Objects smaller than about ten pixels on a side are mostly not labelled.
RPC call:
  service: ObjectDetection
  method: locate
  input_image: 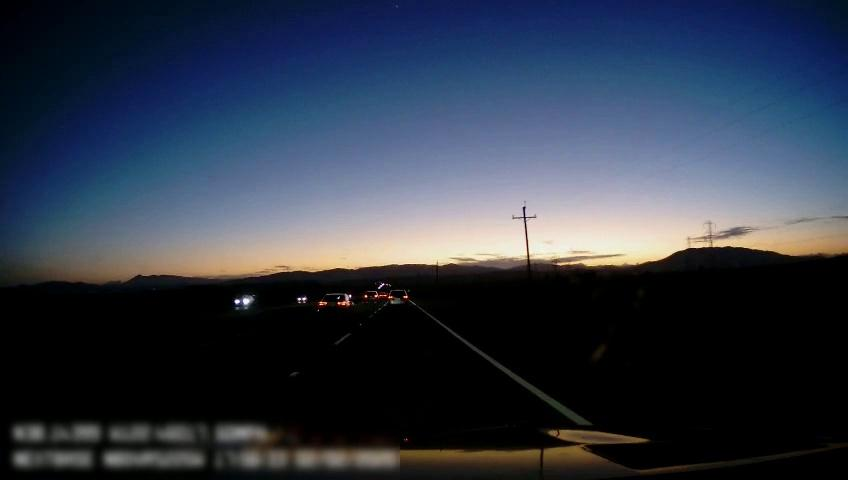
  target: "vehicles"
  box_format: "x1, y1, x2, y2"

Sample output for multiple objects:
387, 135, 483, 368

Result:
362, 290, 380, 303
233, 293, 255, 308
296, 295, 308, 303
316, 293, 354, 315
387, 289, 409, 310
